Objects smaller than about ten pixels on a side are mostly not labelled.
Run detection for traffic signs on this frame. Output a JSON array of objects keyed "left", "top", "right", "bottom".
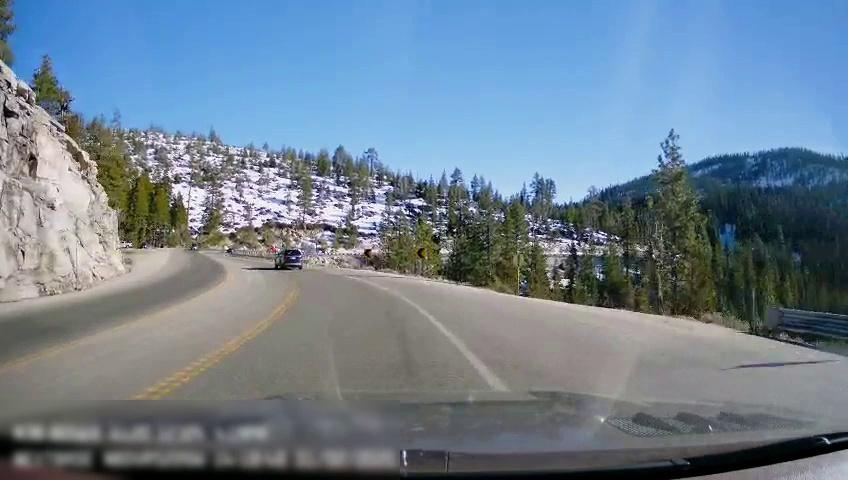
[
  {"left": 364, "top": 247, "right": 372, "bottom": 259},
  {"left": 415, "top": 246, "right": 427, "bottom": 260}
]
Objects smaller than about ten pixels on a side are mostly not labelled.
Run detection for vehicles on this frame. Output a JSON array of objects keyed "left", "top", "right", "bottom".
[
  {"left": 120, "top": 240, "right": 133, "bottom": 249},
  {"left": 273, "top": 247, "right": 304, "bottom": 271}
]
